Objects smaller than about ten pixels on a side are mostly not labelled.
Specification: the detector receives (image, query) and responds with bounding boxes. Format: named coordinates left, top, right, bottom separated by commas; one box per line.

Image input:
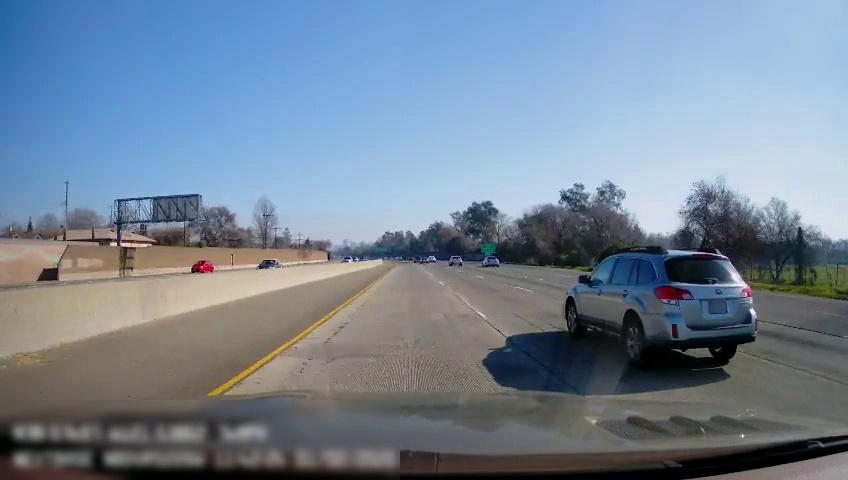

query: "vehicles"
left=481, top=255, right=500, bottom=268
left=256, top=258, right=284, bottom=271
left=191, top=259, right=216, bottom=273
left=563, top=244, right=758, bottom=369
left=449, top=256, right=462, bottom=266
left=340, top=256, right=354, bottom=264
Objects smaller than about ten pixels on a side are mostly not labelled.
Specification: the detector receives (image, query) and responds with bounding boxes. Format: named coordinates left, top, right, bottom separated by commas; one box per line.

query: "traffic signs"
left=480, top=243, right=497, bottom=254
left=150, top=194, right=203, bottom=222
